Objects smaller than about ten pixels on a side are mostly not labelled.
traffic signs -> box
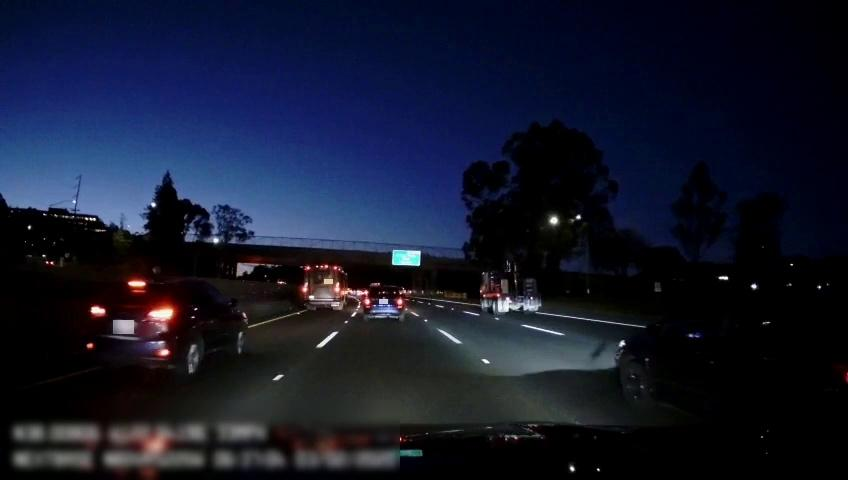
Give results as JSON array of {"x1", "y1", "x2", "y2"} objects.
[{"x1": 392, "y1": 250, "x2": 421, "y2": 267}]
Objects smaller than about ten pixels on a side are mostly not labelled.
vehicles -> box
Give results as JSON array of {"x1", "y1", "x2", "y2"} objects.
[
  {"x1": 363, "y1": 283, "x2": 405, "y2": 323},
  {"x1": 615, "y1": 290, "x2": 848, "y2": 436},
  {"x1": 302, "y1": 265, "x2": 348, "y2": 313},
  {"x1": 73, "y1": 276, "x2": 250, "y2": 385},
  {"x1": 480, "y1": 269, "x2": 543, "y2": 316}
]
